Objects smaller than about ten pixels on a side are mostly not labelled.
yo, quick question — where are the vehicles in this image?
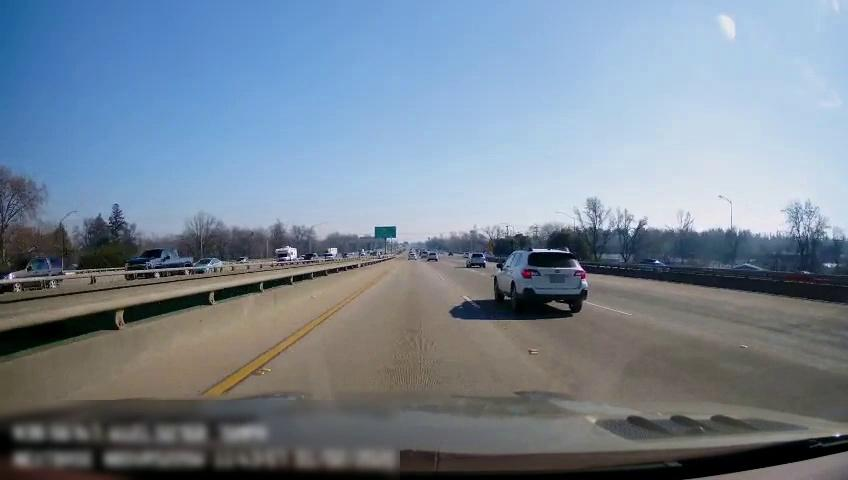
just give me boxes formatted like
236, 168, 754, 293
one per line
463, 251, 487, 269
123, 245, 195, 282
640, 256, 665, 266
191, 257, 225, 276
274, 245, 298, 262
426, 251, 438, 262
493, 246, 590, 314
735, 264, 764, 273
0, 253, 67, 292
302, 252, 320, 263
323, 247, 338, 257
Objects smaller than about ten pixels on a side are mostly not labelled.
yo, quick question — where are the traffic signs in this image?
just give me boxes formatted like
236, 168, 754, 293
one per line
373, 225, 398, 239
